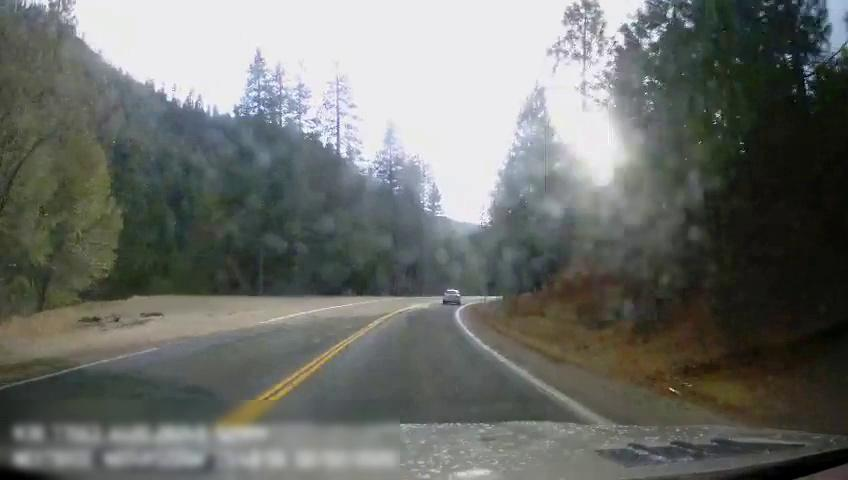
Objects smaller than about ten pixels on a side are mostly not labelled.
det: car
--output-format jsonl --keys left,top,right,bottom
{"left": 442, "top": 288, "right": 461, "bottom": 305}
